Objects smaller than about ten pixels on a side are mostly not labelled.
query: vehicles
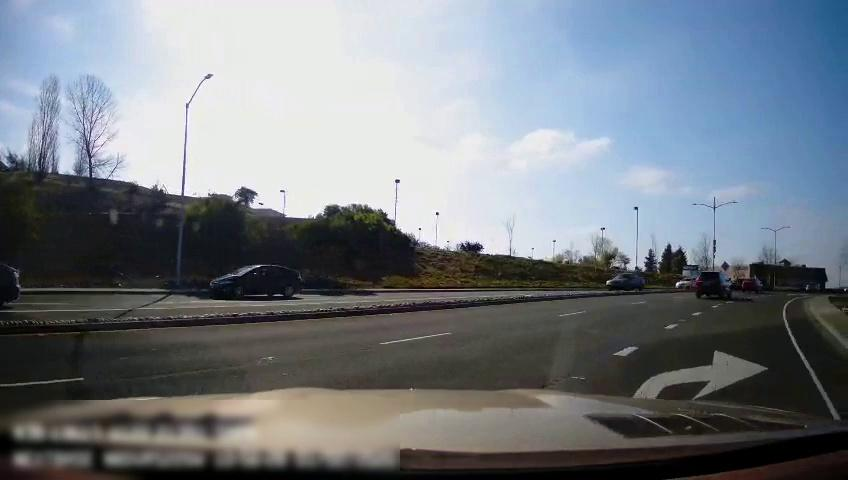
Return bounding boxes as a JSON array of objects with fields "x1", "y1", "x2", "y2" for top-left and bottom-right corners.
[
  {"x1": 0, "y1": 262, "x2": 22, "y2": 309},
  {"x1": 694, "y1": 271, "x2": 733, "y2": 298},
  {"x1": 606, "y1": 271, "x2": 645, "y2": 291},
  {"x1": 742, "y1": 276, "x2": 765, "y2": 294},
  {"x1": 675, "y1": 277, "x2": 697, "y2": 289},
  {"x1": 208, "y1": 263, "x2": 305, "y2": 299}
]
